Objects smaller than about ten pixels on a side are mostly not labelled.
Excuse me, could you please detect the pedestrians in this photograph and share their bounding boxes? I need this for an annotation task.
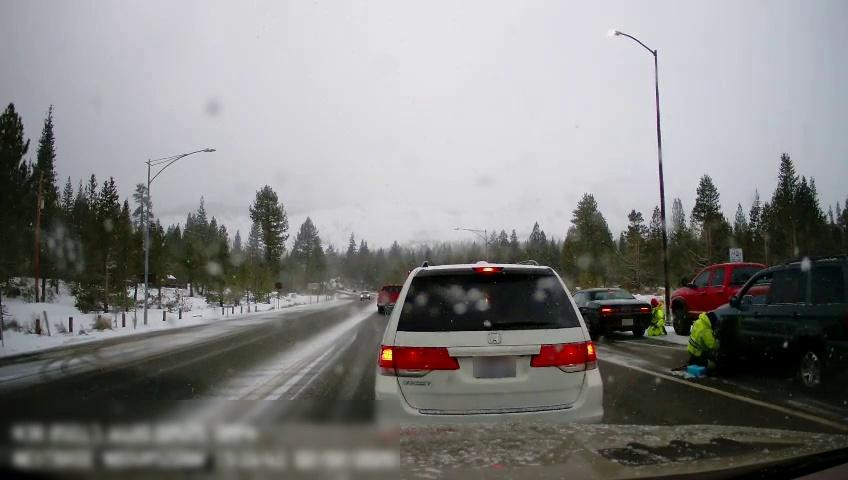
[686,311,726,372]
[648,297,668,337]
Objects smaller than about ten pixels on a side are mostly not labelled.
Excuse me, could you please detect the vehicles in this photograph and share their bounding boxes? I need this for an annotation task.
[701,256,848,391]
[373,260,606,425]
[359,290,371,301]
[572,287,655,337]
[377,283,404,315]
[669,263,767,336]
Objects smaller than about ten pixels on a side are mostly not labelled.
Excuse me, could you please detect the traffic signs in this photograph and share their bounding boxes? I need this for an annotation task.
[729,247,743,262]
